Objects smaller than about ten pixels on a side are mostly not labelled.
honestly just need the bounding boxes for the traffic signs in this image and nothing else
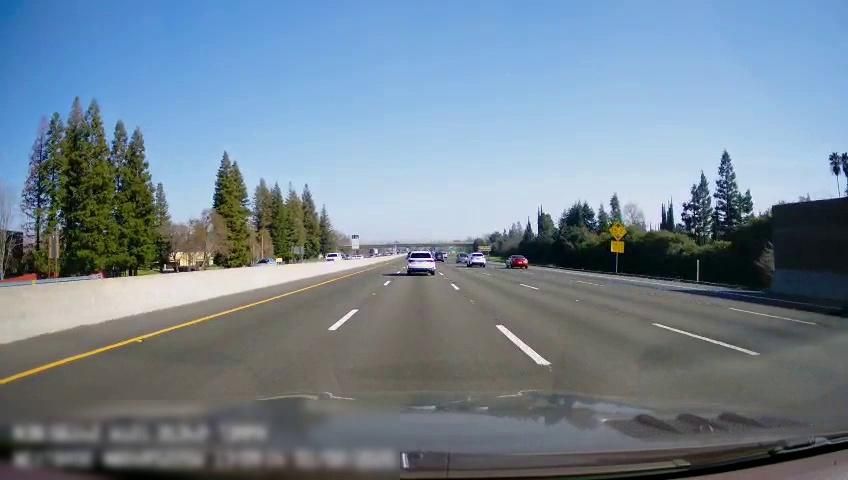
[608,220,628,254]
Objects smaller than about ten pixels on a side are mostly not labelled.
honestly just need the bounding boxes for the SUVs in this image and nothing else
[434,251,446,262]
[465,253,487,269]
[453,253,468,265]
[406,250,437,275]
[325,252,341,262]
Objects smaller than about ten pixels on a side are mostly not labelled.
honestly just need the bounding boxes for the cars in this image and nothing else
[256,257,278,266]
[504,254,529,270]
